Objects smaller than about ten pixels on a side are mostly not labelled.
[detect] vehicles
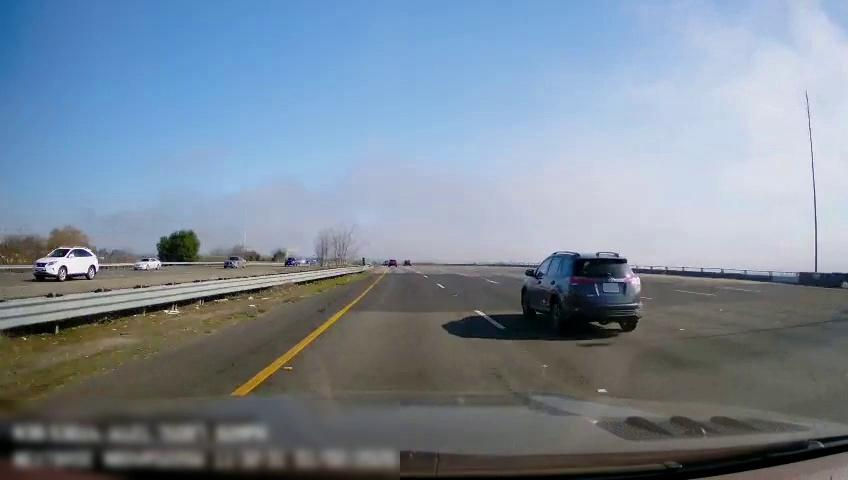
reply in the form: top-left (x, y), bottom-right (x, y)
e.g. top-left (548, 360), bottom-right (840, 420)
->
top-left (223, 255), bottom-right (248, 269)
top-left (32, 247), bottom-right (100, 283)
top-left (388, 259), bottom-right (397, 267)
top-left (284, 257), bottom-right (300, 268)
top-left (133, 257), bottom-right (161, 272)
top-left (520, 250), bottom-right (642, 335)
